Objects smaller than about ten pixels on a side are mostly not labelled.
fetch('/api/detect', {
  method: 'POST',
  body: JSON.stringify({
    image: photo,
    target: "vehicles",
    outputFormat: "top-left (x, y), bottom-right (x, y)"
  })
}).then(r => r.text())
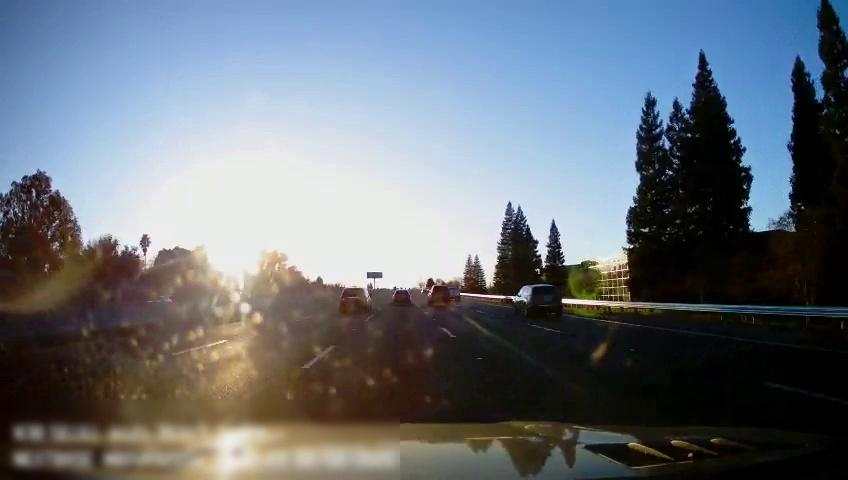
top-left (391, 289), bottom-right (412, 306)
top-left (427, 284), bottom-right (450, 305)
top-left (510, 284), bottom-right (564, 321)
top-left (445, 287), bottom-right (461, 302)
top-left (339, 286), bottom-right (373, 314)
top-left (146, 294), bottom-right (174, 305)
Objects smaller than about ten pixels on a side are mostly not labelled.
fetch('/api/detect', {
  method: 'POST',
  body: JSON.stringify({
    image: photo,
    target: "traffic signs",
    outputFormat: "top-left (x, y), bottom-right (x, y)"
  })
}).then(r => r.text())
top-left (366, 271), bottom-right (383, 279)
